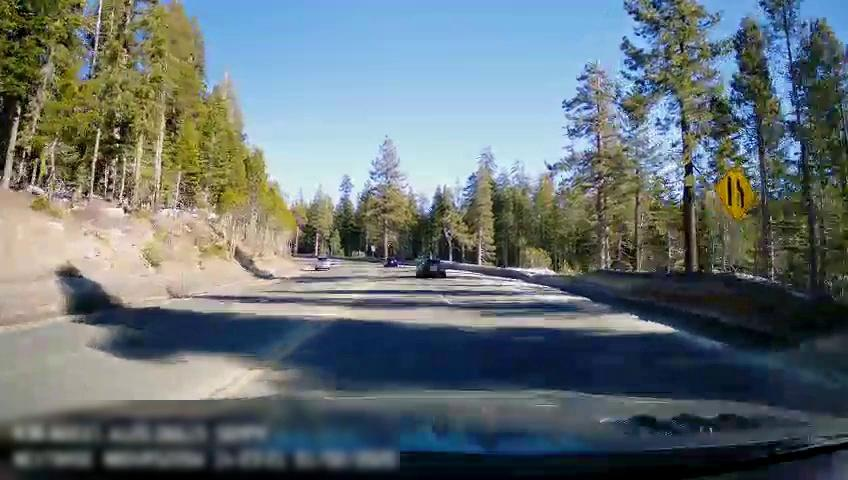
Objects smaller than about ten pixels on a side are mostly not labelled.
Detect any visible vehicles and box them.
[415,254,447,278]
[315,257,332,271]
[384,256,399,268]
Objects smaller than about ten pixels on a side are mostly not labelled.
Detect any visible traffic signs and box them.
[714,167,759,225]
